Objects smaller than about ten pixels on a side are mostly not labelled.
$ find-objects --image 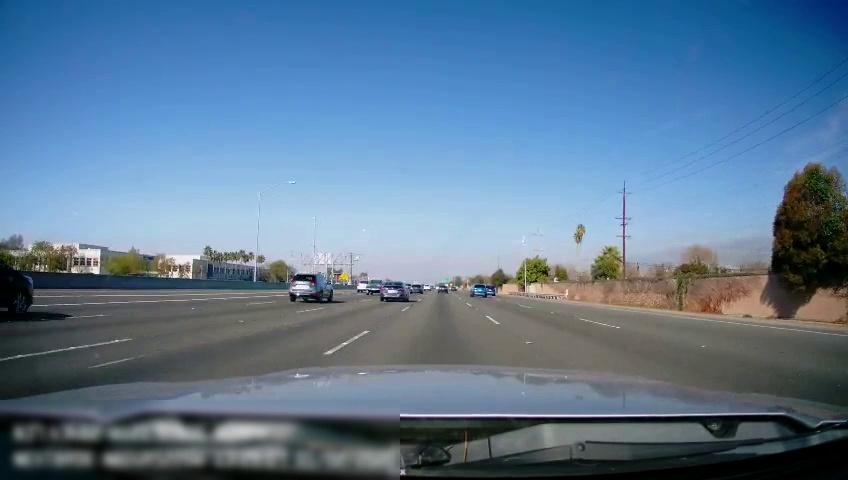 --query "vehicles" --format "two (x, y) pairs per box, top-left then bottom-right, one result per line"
(366, 279), (384, 296)
(288, 272), (334, 304)
(0, 256), (34, 319)
(379, 281), (409, 302)
(356, 280), (374, 294)
(470, 284), (489, 298)
(438, 285), (449, 294)
(482, 285), (496, 297)
(409, 284), (423, 294)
